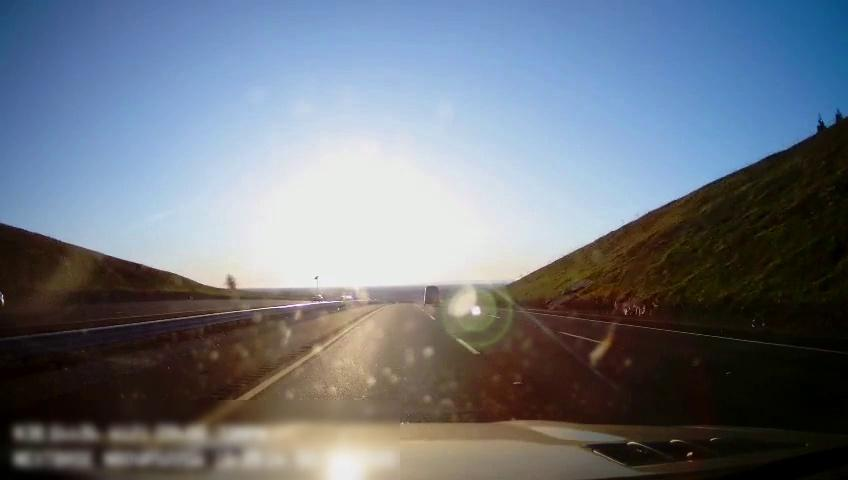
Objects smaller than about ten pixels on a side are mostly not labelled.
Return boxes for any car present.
[311,294,324,303]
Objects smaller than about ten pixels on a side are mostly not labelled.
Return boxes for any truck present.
[423,286,438,306]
